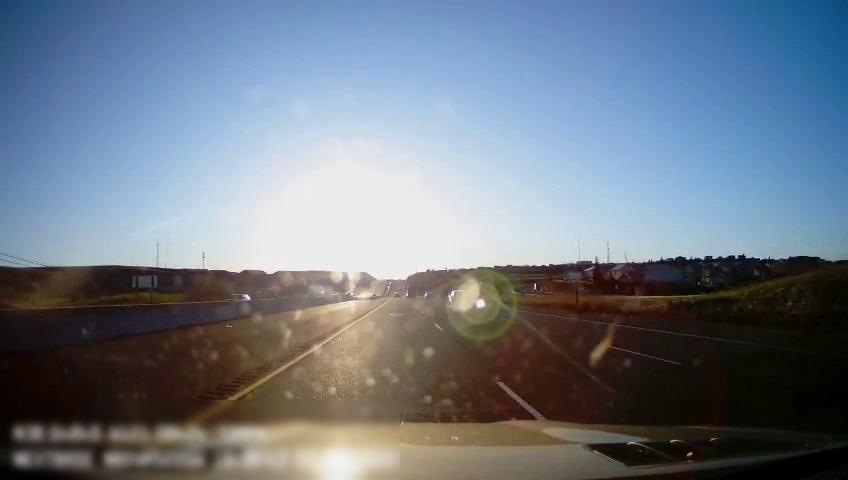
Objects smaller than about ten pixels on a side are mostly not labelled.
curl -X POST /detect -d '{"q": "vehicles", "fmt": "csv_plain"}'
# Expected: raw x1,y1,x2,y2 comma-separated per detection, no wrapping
407,286,416,298
448,289,469,306
225,293,251,301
